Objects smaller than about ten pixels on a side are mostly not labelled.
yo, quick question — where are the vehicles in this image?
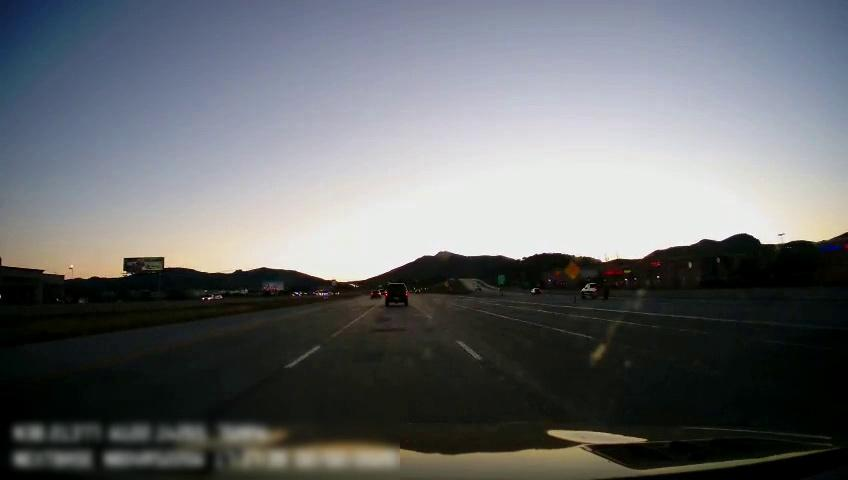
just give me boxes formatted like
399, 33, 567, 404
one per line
201, 294, 214, 301
529, 287, 542, 296
580, 282, 609, 300
384, 282, 409, 306
370, 289, 382, 299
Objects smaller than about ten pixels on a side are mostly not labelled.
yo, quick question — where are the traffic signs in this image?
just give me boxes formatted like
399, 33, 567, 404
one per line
563, 261, 581, 280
